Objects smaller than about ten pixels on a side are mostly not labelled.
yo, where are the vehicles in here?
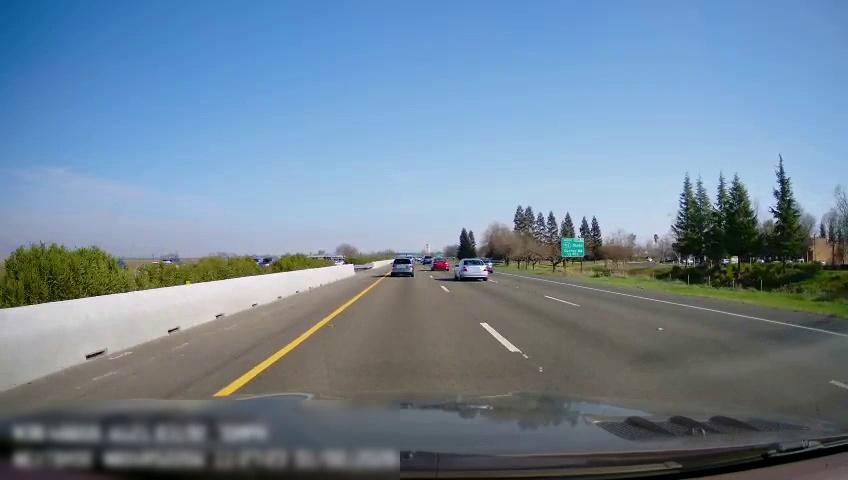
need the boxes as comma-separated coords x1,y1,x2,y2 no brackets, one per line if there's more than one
481,256,495,274
453,258,487,281
430,256,451,271
255,256,278,268
423,255,434,265
390,256,416,278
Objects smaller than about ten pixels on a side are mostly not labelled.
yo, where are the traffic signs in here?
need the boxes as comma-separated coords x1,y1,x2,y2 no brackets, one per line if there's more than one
560,238,585,259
